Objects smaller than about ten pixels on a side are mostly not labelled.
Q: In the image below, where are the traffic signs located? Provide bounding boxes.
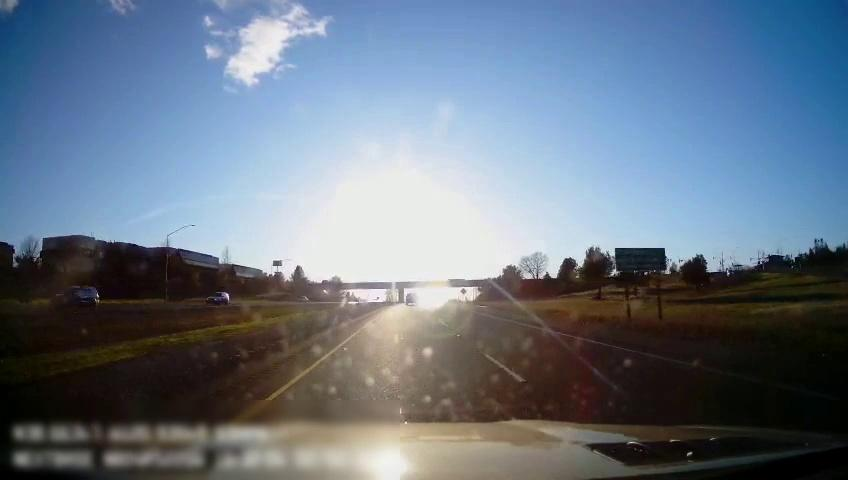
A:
[450,278,465,287]
[614,247,666,272]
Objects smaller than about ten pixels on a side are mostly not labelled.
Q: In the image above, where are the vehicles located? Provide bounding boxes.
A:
[405,293,418,305]
[206,292,230,306]
[297,296,309,303]
[50,287,100,313]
